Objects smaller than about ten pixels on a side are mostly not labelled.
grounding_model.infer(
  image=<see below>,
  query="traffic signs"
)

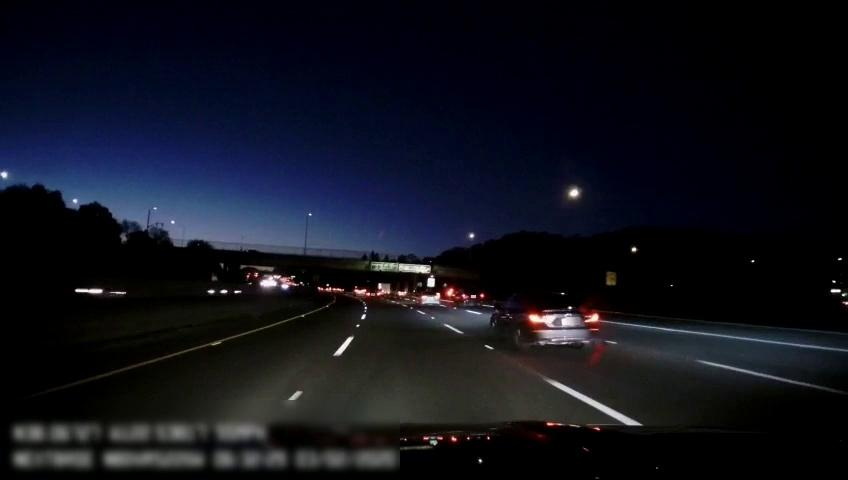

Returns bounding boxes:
[399,263,432,274]
[370,261,400,273]
[605,271,617,285]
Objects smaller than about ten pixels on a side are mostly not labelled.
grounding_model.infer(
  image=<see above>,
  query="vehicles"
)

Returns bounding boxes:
[378,283,390,296]
[414,289,441,308]
[206,282,237,297]
[73,283,128,298]
[489,290,598,355]
[453,286,485,307]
